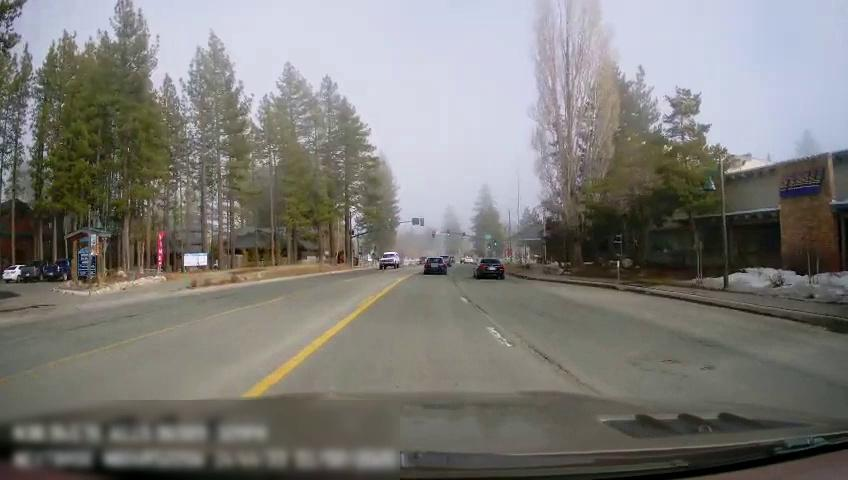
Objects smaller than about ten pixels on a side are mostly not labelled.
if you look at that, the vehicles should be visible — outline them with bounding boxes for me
[472,257,505,281]
[379,252,400,269]
[440,255,452,267]
[2,264,26,284]
[423,258,448,275]
[42,263,72,282]
[17,265,43,283]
